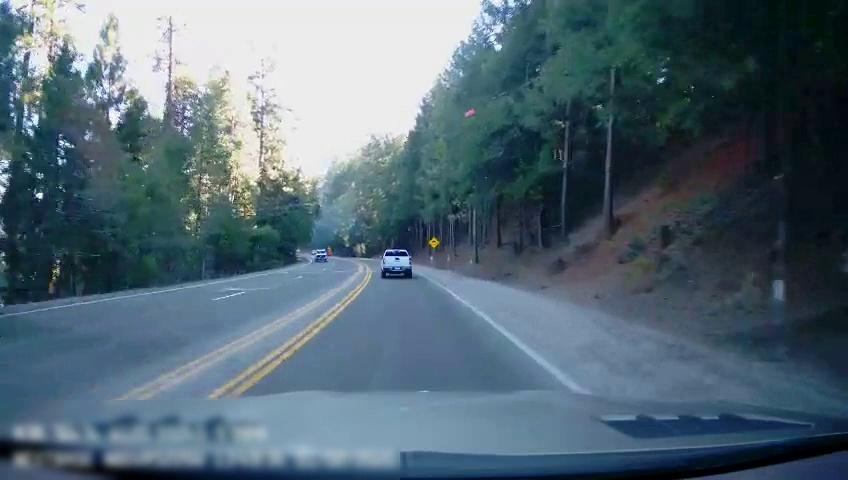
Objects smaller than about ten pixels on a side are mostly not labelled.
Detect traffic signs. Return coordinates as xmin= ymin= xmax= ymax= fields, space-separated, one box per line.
xmin=356 ymin=243 xmax=361 ymax=254
xmin=428 ymin=236 xmax=441 ymax=249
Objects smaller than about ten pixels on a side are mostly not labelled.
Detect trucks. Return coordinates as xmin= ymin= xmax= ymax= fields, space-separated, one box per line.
xmin=314 ymin=248 xmax=329 ymax=263
xmin=379 ymin=248 xmax=413 ymax=279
